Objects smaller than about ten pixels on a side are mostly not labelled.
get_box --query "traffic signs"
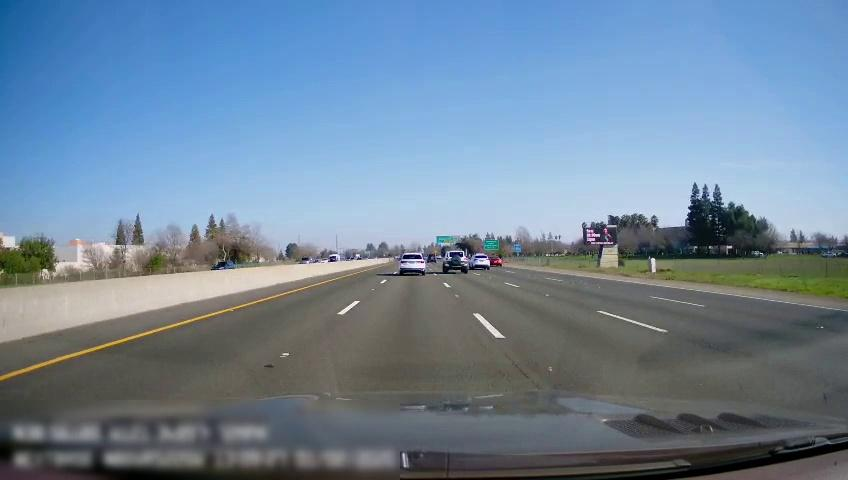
[483,240,499,252]
[434,234,459,245]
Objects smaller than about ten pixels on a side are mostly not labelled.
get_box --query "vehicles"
[398,251,426,276]
[328,254,341,263]
[426,254,438,264]
[440,250,470,275]
[468,254,490,271]
[300,256,317,264]
[210,260,235,271]
[486,256,504,268]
